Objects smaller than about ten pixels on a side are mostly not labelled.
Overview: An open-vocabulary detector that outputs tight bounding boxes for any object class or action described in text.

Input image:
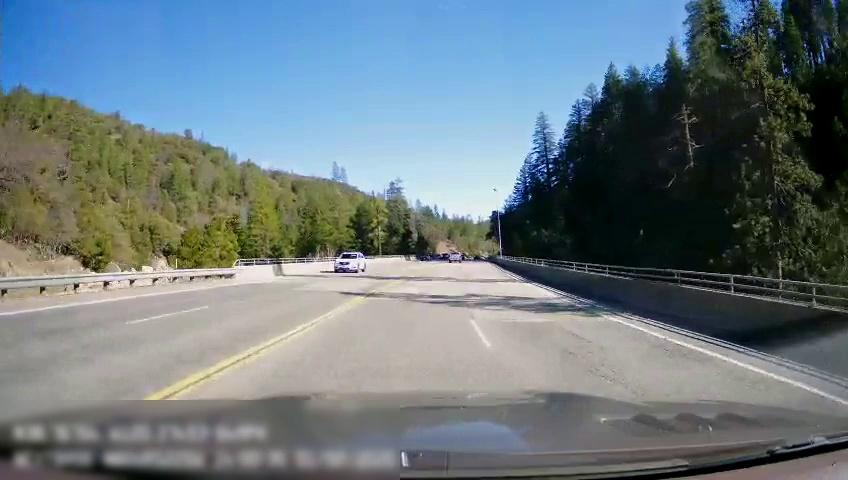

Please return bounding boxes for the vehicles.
[333,251,367,274]
[420,254,432,262]
[448,250,462,263]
